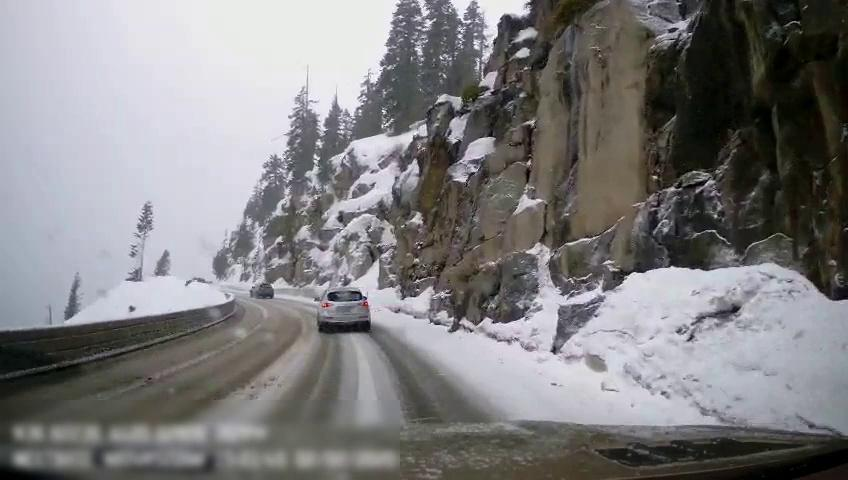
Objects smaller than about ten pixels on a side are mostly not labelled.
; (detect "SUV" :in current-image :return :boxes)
[313,286,371,333]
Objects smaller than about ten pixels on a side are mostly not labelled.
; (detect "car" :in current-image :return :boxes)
[249,283,275,300]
